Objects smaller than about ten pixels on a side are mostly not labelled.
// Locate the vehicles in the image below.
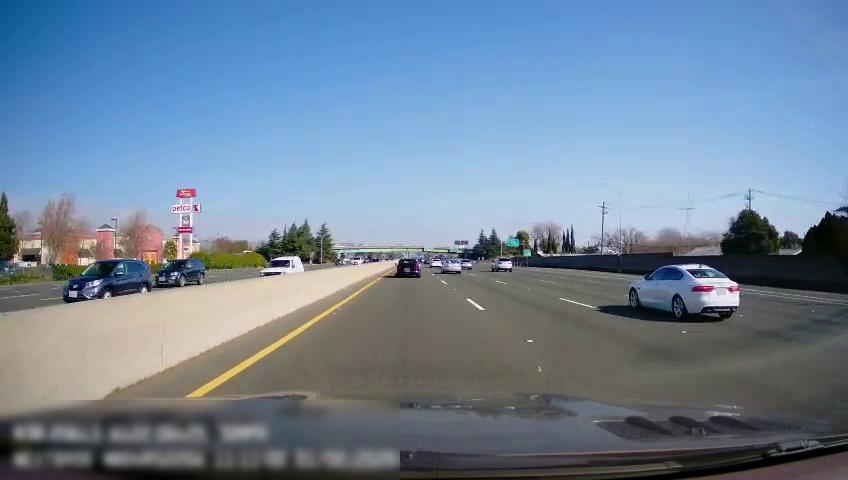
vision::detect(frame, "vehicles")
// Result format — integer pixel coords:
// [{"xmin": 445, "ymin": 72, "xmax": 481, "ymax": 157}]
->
[
  {"xmin": 395, "ymin": 258, "xmax": 421, "ymax": 278},
  {"xmin": 154, "ymin": 258, "xmax": 207, "ymax": 288},
  {"xmin": 627, "ymin": 264, "xmax": 740, "ymax": 319},
  {"xmin": 63, "ymin": 260, "xmax": 152, "ymax": 303},
  {"xmin": 350, "ymin": 257, "xmax": 364, "ymax": 264},
  {"xmin": 335, "ymin": 258, "xmax": 346, "ymax": 265},
  {"xmin": 461, "ymin": 258, "xmax": 473, "ymax": 271},
  {"xmin": 440, "ymin": 259, "xmax": 462, "ymax": 275},
  {"xmin": 429, "ymin": 257, "xmax": 443, "ymax": 268},
  {"xmin": 492, "ymin": 256, "xmax": 514, "ymax": 272},
  {"xmin": 260, "ymin": 256, "xmax": 305, "ymax": 277}
]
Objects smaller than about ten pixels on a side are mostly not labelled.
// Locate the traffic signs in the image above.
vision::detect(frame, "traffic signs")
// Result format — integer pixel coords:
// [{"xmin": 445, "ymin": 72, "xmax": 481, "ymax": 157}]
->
[{"xmin": 507, "ymin": 238, "xmax": 519, "ymax": 248}]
